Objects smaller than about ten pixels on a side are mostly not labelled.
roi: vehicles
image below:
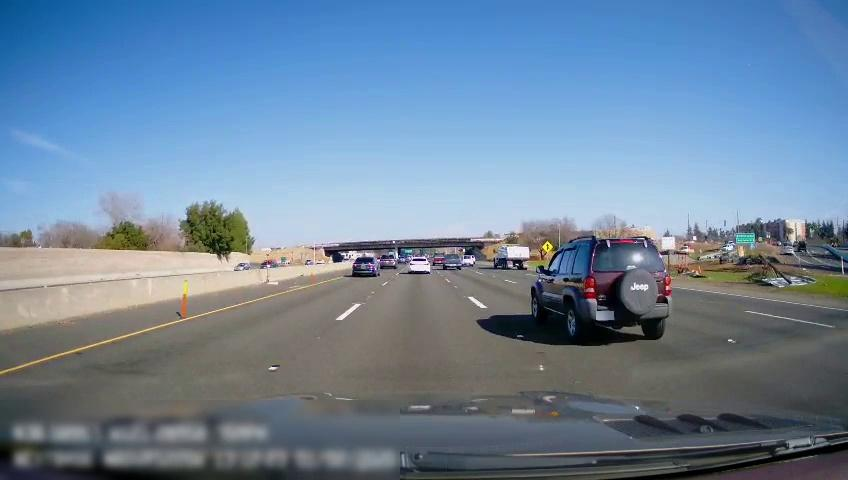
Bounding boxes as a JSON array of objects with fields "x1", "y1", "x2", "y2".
[
  {"x1": 529, "y1": 233, "x2": 673, "y2": 341},
  {"x1": 407, "y1": 256, "x2": 431, "y2": 275},
  {"x1": 492, "y1": 243, "x2": 530, "y2": 271},
  {"x1": 459, "y1": 254, "x2": 475, "y2": 267},
  {"x1": 234, "y1": 262, "x2": 252, "y2": 272},
  {"x1": 378, "y1": 254, "x2": 397, "y2": 270},
  {"x1": 783, "y1": 246, "x2": 794, "y2": 256},
  {"x1": 429, "y1": 253, "x2": 447, "y2": 267},
  {"x1": 351, "y1": 256, "x2": 381, "y2": 278},
  {"x1": 796, "y1": 239, "x2": 809, "y2": 253},
  {"x1": 442, "y1": 254, "x2": 462, "y2": 271},
  {"x1": 260, "y1": 259, "x2": 274, "y2": 269}
]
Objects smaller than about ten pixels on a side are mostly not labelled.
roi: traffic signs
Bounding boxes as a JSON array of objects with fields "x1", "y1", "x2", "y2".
[
  {"x1": 735, "y1": 233, "x2": 756, "y2": 245},
  {"x1": 542, "y1": 240, "x2": 553, "y2": 253},
  {"x1": 661, "y1": 236, "x2": 676, "y2": 250}
]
